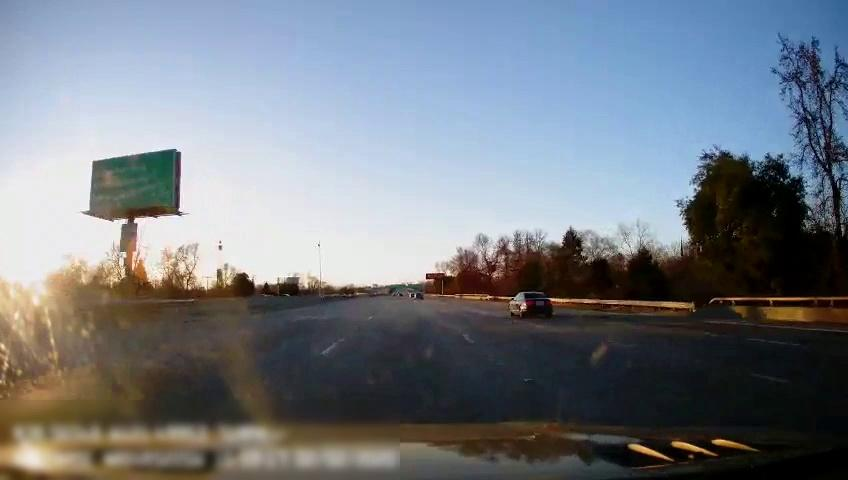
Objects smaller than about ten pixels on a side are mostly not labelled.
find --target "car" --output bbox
[506,291,554,320]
